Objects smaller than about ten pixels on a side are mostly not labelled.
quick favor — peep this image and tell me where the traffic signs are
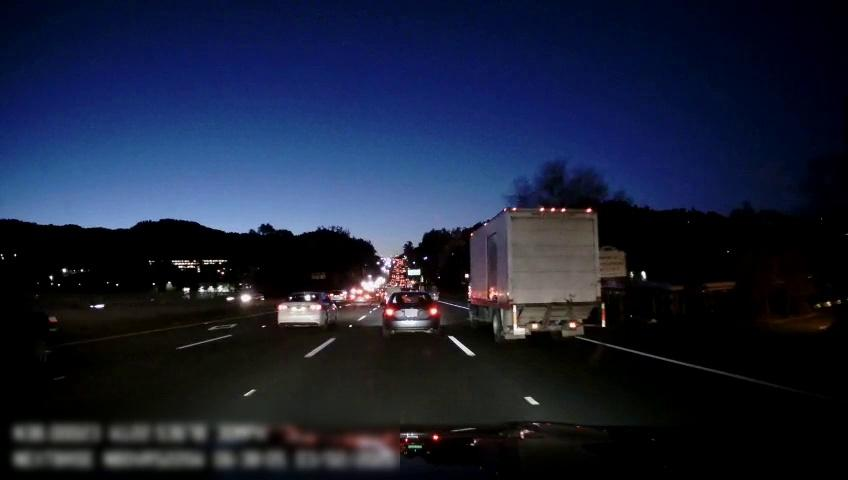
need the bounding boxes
[408,269,421,276]
[599,248,628,278]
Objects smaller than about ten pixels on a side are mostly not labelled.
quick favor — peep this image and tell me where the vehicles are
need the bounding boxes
[225,288,265,305]
[276,292,336,329]
[381,290,439,338]
[0,298,58,378]
[326,289,348,307]
[412,280,439,303]
[351,293,369,307]
[464,206,606,345]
